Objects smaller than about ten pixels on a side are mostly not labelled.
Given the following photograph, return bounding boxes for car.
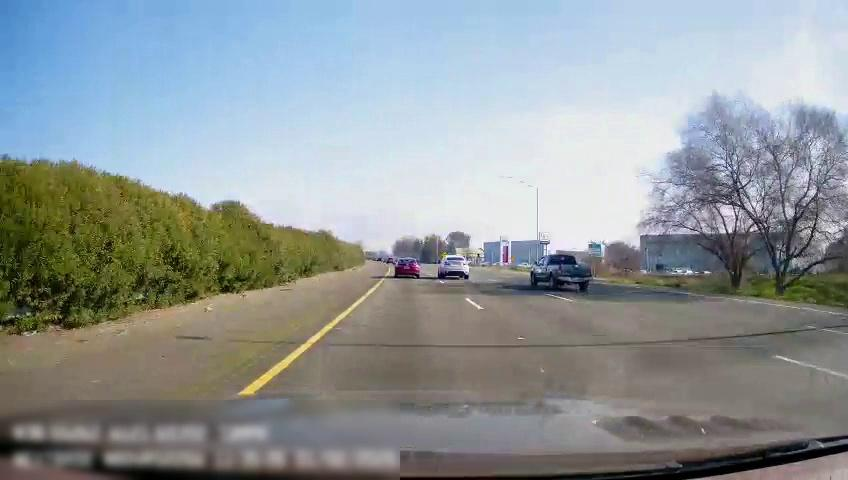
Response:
[393,258,419,279]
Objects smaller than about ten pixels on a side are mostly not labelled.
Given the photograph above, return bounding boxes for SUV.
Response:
[437,254,470,280]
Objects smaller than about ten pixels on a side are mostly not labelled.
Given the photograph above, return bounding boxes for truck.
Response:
[530,254,594,292]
